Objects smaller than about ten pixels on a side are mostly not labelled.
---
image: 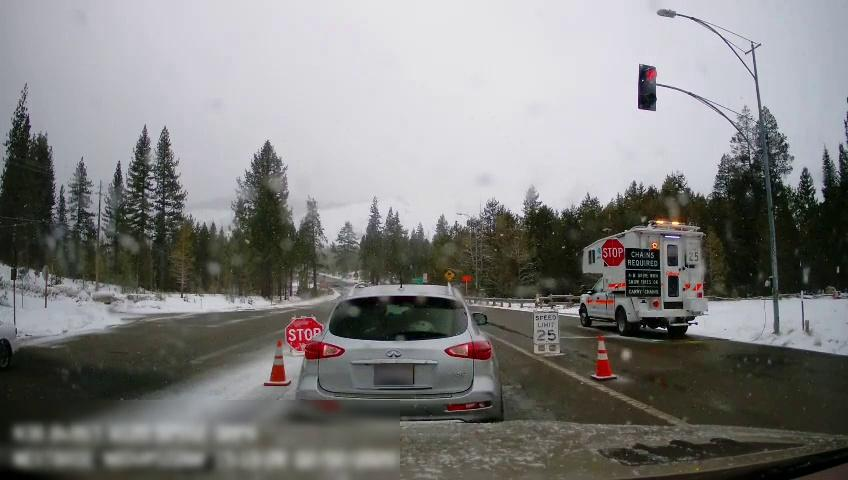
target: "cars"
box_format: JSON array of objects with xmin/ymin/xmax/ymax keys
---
[{"xmin": 0, "ymin": 317, "xmax": 23, "ymax": 370}]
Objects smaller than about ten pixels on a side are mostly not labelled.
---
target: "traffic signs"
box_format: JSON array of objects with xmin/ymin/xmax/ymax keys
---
[
  {"xmin": 623, "ymin": 247, "xmax": 661, "ymax": 270},
  {"xmin": 684, "ymin": 241, "xmax": 702, "ymax": 266},
  {"xmin": 460, "ymin": 275, "xmax": 473, "ymax": 282},
  {"xmin": 443, "ymin": 269, "xmax": 456, "ymax": 282},
  {"xmin": 600, "ymin": 237, "xmax": 626, "ymax": 268},
  {"xmin": 532, "ymin": 308, "xmax": 560, "ymax": 344},
  {"xmin": 284, "ymin": 315, "xmax": 324, "ymax": 352},
  {"xmin": 411, "ymin": 277, "xmax": 424, "ymax": 284},
  {"xmin": 624, "ymin": 269, "xmax": 662, "ymax": 299}
]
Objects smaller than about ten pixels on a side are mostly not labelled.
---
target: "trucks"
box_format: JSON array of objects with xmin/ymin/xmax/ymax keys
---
[{"xmin": 577, "ymin": 221, "xmax": 709, "ymax": 336}]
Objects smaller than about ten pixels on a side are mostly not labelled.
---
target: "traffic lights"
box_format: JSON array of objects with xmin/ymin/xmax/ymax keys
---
[{"xmin": 637, "ymin": 62, "xmax": 658, "ymax": 112}]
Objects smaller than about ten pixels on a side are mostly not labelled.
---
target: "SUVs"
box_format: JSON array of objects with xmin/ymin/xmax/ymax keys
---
[{"xmin": 291, "ymin": 282, "xmax": 505, "ymax": 422}]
